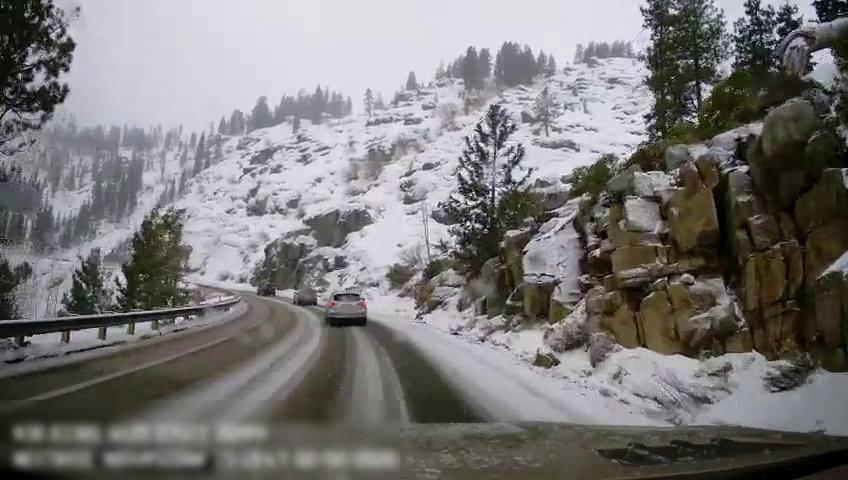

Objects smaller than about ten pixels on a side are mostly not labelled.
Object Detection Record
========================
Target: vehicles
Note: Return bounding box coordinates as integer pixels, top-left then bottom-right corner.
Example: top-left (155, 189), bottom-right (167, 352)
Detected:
top-left (293, 288), bottom-right (317, 306)
top-left (257, 283), bottom-right (276, 297)
top-left (323, 291), bottom-right (368, 326)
